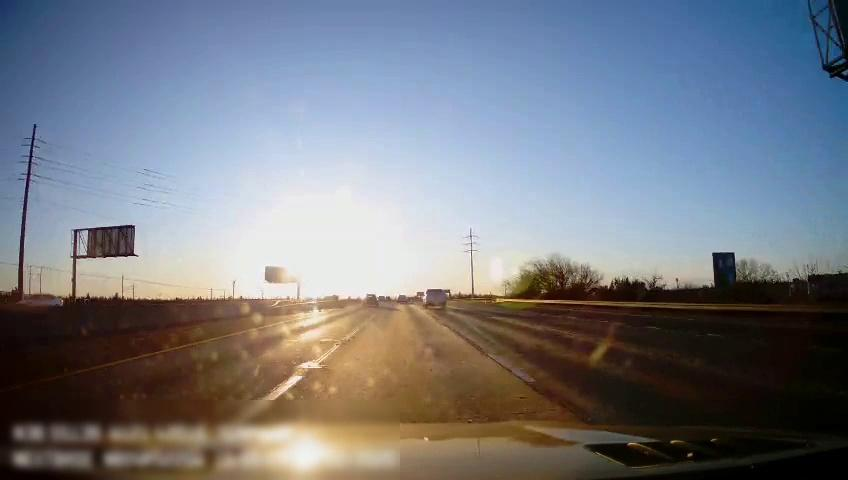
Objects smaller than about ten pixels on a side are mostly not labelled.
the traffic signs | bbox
[441,289,451,294]
[263,265,297,284]
[830,0,848,60]
[87,225,135,256]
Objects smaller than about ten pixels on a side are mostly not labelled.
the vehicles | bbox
[14,293,64,307]
[396,294,410,304]
[363,293,380,308]
[421,288,447,308]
